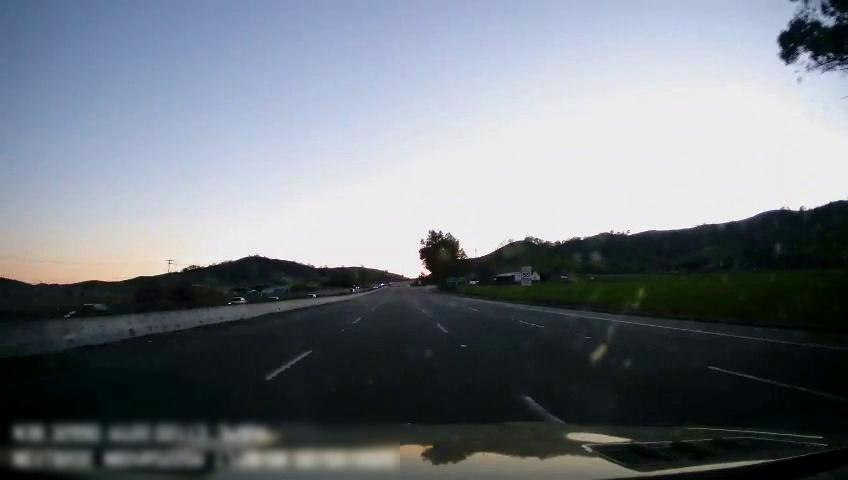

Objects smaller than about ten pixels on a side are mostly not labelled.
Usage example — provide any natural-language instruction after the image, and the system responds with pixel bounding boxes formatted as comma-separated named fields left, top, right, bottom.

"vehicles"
left=306, top=293, right=317, bottom=298
left=64, top=304, right=110, bottom=319
left=267, top=296, right=280, bottom=301
left=227, top=296, right=248, bottom=306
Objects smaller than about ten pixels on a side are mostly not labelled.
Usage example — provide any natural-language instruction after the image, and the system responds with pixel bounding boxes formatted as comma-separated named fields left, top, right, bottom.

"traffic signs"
left=446, top=276, right=465, bottom=286
left=521, top=266, right=533, bottom=286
